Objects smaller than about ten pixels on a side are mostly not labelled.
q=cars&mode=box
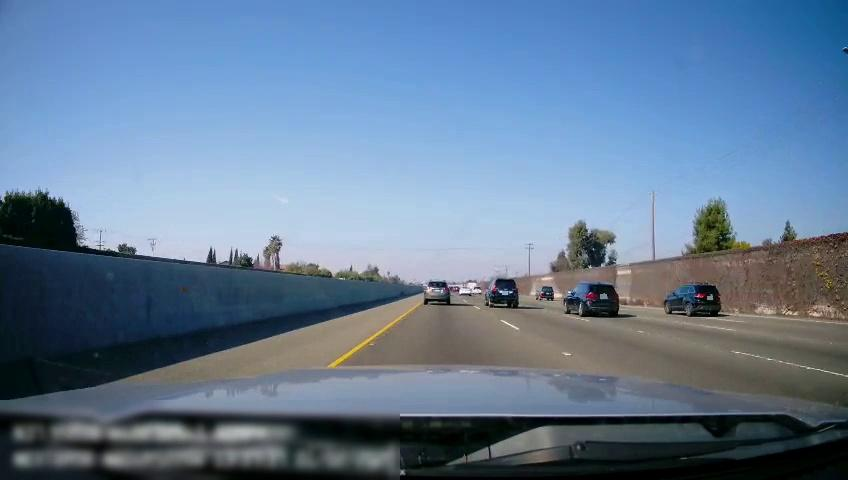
[459,286,471,296]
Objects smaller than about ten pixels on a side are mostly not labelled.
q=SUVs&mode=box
[423,280,451,306]
[663,283,722,317]
[484,279,519,309]
[563,282,620,318]
[535,286,554,301]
